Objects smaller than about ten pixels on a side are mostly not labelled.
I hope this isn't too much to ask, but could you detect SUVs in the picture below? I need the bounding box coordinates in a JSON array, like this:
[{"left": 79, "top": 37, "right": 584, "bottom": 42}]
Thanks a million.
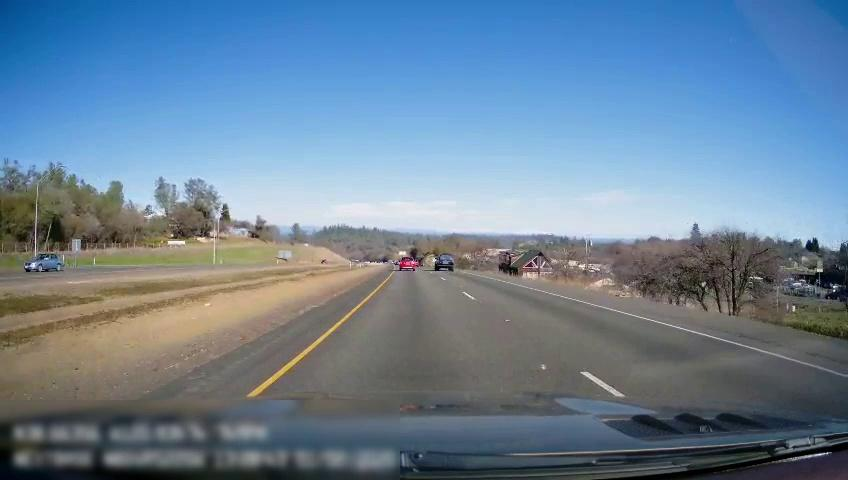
[
  {"left": 398, "top": 255, "right": 418, "bottom": 272},
  {"left": 434, "top": 254, "right": 454, "bottom": 272}
]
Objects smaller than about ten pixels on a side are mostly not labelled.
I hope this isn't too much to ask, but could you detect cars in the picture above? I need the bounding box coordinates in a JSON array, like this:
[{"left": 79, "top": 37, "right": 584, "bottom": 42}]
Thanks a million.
[{"left": 24, "top": 254, "right": 65, "bottom": 273}]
